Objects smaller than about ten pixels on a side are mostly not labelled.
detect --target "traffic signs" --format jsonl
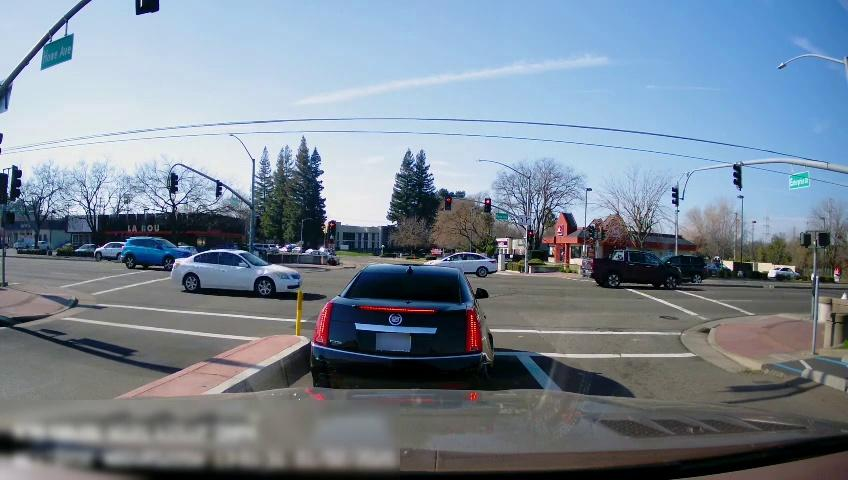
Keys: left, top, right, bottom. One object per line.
{"left": 40, "top": 33, "right": 74, "bottom": 70}
{"left": 496, "top": 212, "right": 508, "bottom": 219}
{"left": 789, "top": 171, "right": 810, "bottom": 189}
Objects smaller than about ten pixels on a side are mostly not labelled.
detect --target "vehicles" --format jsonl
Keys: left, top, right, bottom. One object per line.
{"left": 75, "top": 244, "right": 103, "bottom": 254}
{"left": 94, "top": 241, "right": 126, "bottom": 261}
{"left": 660, "top": 256, "right": 710, "bottom": 285}
{"left": 424, "top": 252, "right": 497, "bottom": 278}
{"left": 580, "top": 249, "right": 683, "bottom": 290}
{"left": 172, "top": 250, "right": 304, "bottom": 298}
{"left": 310, "top": 263, "right": 495, "bottom": 391}
{"left": 178, "top": 245, "right": 197, "bottom": 255}
{"left": 120, "top": 238, "right": 194, "bottom": 271}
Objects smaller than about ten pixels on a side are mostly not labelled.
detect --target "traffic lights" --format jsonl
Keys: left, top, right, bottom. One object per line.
{"left": 328, "top": 222, "right": 336, "bottom": 235}
{"left": 10, "top": 165, "right": 23, "bottom": 202}
{"left": 527, "top": 228, "right": 534, "bottom": 241}
{"left": 0, "top": 173, "right": 9, "bottom": 204}
{"left": 484, "top": 198, "right": 491, "bottom": 212}
{"left": 670, "top": 186, "right": 679, "bottom": 206}
{"left": 799, "top": 232, "right": 814, "bottom": 248}
{"left": 445, "top": 195, "right": 452, "bottom": 210}
{"left": 732, "top": 162, "right": 742, "bottom": 188}
{"left": 2, "top": 213, "right": 16, "bottom": 227}
{"left": 815, "top": 232, "right": 831, "bottom": 247}
{"left": 169, "top": 174, "right": 178, "bottom": 194}
{"left": 588, "top": 225, "right": 595, "bottom": 238}
{"left": 134, "top": 0, "right": 159, "bottom": 16}
{"left": 600, "top": 225, "right": 606, "bottom": 238}
{"left": 214, "top": 179, "right": 223, "bottom": 198}
{"left": 0, "top": 132, "right": 4, "bottom": 153}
